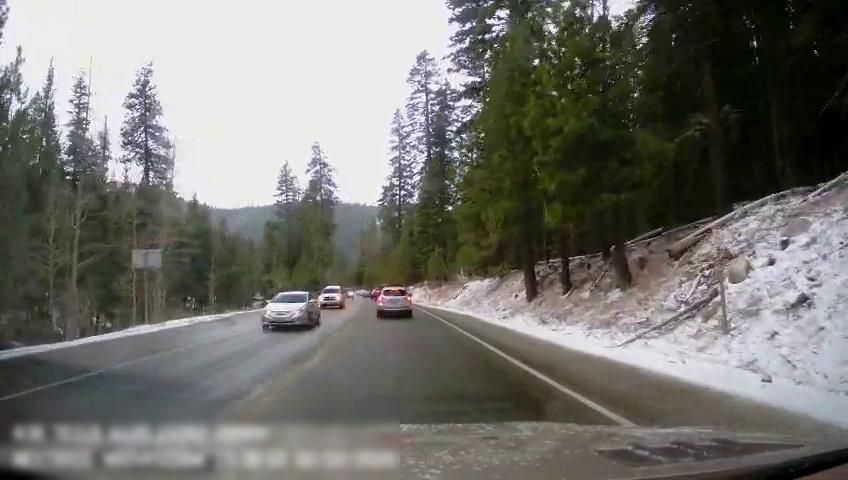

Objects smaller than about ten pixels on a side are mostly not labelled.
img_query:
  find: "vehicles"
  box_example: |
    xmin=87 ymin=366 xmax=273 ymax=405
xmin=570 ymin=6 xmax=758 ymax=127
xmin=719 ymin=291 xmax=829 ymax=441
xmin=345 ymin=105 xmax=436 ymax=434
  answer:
xmin=342 ymin=288 xmax=354 ymax=300
xmin=262 ymin=291 xmax=321 ymax=331
xmin=318 ymin=286 xmax=345 ymax=309
xmin=375 ymin=284 xmax=394 ymax=300
xmin=377 ymin=287 xmax=412 ymax=317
